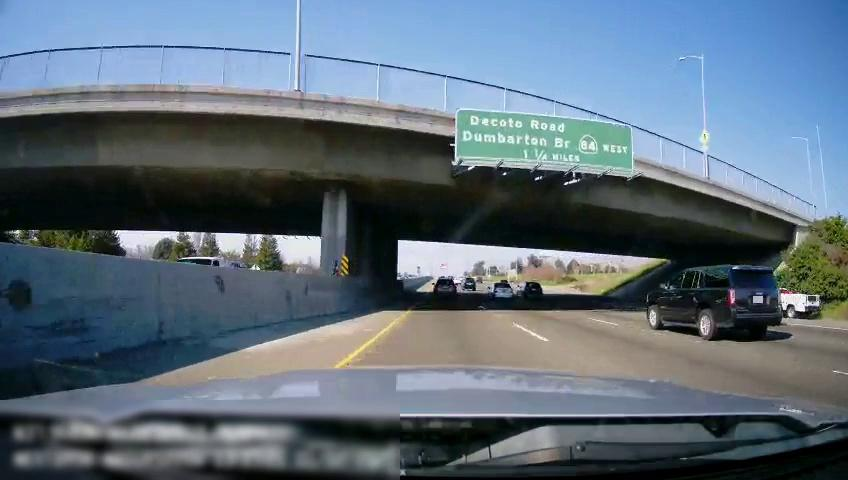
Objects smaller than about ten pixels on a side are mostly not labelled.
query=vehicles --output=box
[488,282,514,301]
[431,278,458,300]
[176,257,244,269]
[779,288,820,319]
[463,278,476,291]
[515,281,543,299]
[646,265,783,341]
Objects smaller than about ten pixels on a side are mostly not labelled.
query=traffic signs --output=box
[340,255,350,276]
[455,107,633,174]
